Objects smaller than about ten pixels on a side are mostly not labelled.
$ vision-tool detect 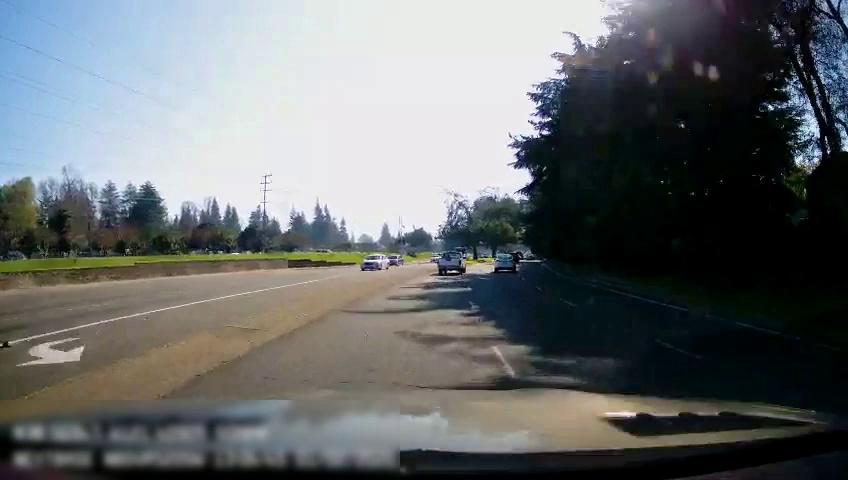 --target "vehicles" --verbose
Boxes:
[388,253,402,267]
[360,254,390,271]
[494,254,517,273]
[437,250,467,274]
[430,253,441,263]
